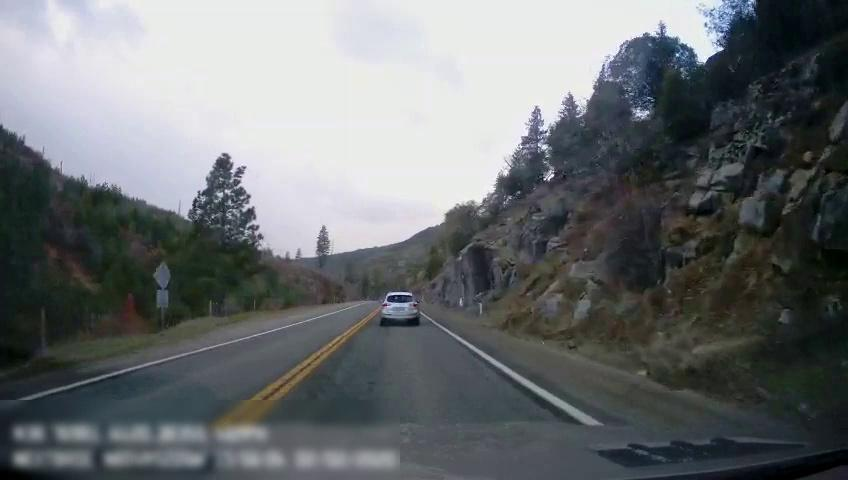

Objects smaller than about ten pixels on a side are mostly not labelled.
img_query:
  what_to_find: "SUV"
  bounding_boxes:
[380,291,421,326]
